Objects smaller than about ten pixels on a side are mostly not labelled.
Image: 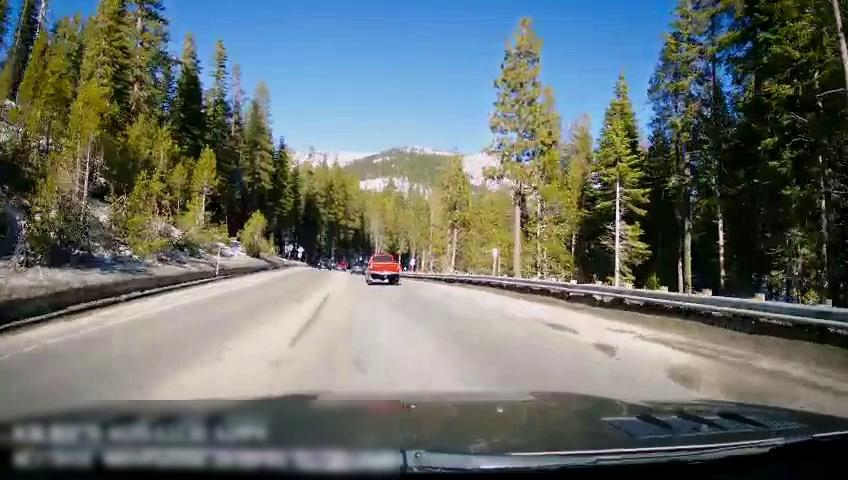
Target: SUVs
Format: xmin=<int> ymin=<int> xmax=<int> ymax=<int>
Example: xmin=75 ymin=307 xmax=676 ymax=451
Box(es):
xmin=335 ymin=259 xmax=347 ymax=273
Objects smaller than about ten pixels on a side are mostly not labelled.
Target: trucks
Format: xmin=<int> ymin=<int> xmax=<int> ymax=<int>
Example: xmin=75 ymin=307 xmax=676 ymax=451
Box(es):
xmin=318 ymin=256 xmax=332 ymax=271
xmin=364 ymin=254 xmax=402 ymax=286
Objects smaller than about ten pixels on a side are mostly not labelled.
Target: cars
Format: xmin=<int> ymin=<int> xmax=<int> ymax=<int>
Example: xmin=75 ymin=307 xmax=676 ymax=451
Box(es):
xmin=350 ymin=263 xmax=366 ymax=275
